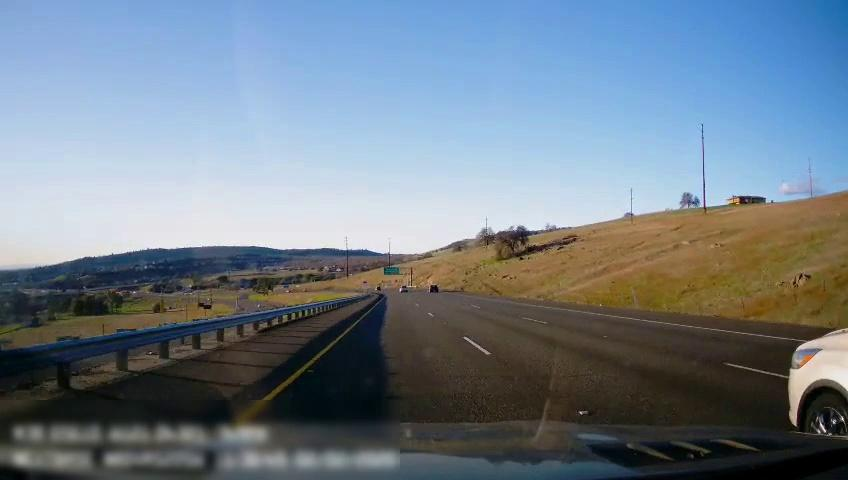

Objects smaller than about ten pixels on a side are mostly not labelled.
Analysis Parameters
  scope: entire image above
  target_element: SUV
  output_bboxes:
[786,327,848,438]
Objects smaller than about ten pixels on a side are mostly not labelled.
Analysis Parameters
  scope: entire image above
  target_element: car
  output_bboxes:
[428,284,439,293]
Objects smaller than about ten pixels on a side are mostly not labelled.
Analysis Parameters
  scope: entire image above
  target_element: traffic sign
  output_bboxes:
[383,266,401,276]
